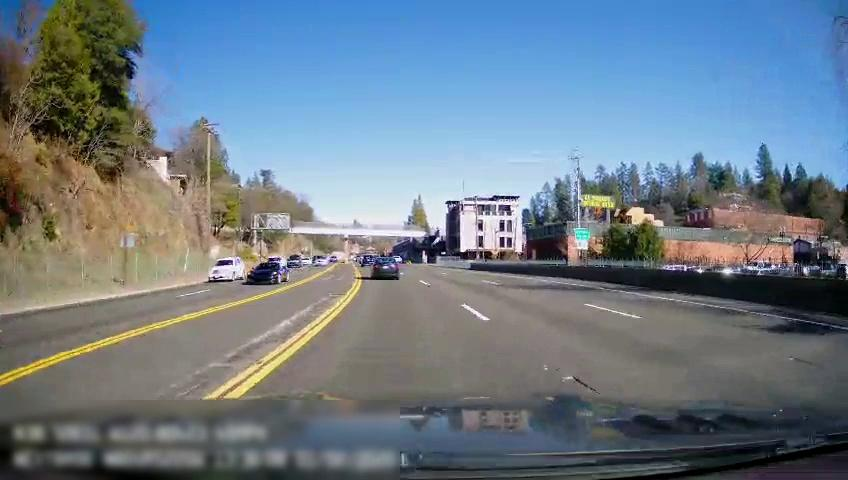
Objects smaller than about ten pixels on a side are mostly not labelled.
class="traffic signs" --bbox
[575,227,592,240]
[576,239,589,249]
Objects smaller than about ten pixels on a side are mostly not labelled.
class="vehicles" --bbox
[262,255,288,268]
[368,256,400,281]
[286,256,304,269]
[244,261,290,285]
[395,256,403,265]
[312,256,329,267]
[360,256,373,267]
[206,256,244,283]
